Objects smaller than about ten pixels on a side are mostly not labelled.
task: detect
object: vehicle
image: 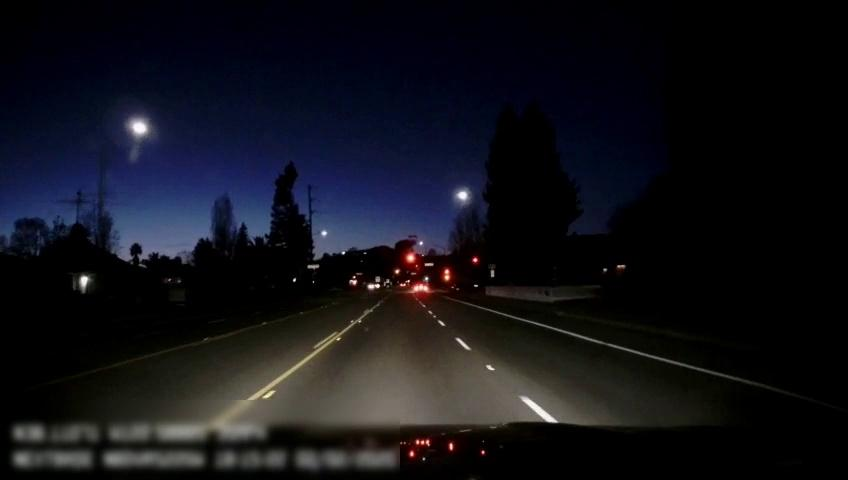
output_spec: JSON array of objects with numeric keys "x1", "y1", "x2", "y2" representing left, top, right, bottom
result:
[{"x1": 412, "y1": 282, "x2": 429, "y2": 294}]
